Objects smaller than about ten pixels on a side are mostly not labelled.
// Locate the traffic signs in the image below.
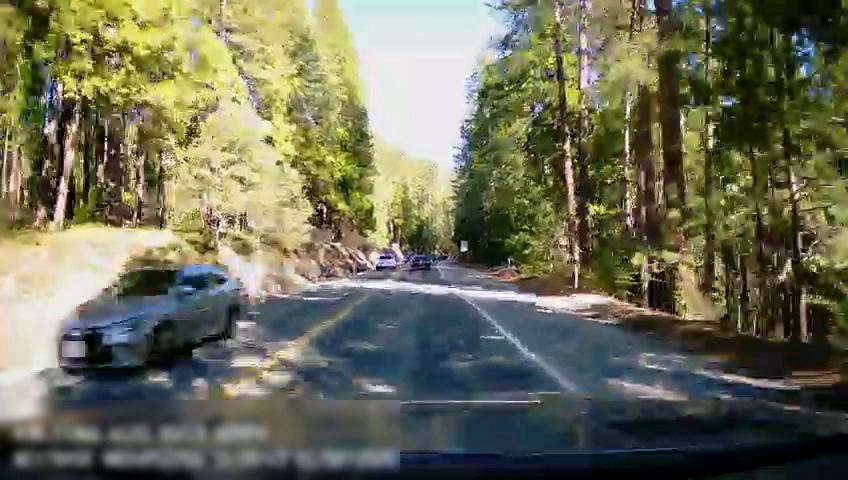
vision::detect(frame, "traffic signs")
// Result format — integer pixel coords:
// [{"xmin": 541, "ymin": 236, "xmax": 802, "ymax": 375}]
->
[{"xmin": 460, "ymin": 239, "xmax": 469, "ymax": 253}]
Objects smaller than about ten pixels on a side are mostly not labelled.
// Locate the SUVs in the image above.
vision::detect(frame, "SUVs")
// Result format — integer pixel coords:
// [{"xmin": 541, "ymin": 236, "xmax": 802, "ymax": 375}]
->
[{"xmin": 374, "ymin": 254, "xmax": 398, "ymax": 272}]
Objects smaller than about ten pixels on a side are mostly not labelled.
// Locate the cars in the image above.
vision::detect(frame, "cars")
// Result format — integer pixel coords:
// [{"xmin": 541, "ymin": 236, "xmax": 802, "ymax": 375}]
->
[
  {"xmin": 54, "ymin": 260, "xmax": 251, "ymax": 370},
  {"xmin": 409, "ymin": 255, "xmax": 432, "ymax": 273}
]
